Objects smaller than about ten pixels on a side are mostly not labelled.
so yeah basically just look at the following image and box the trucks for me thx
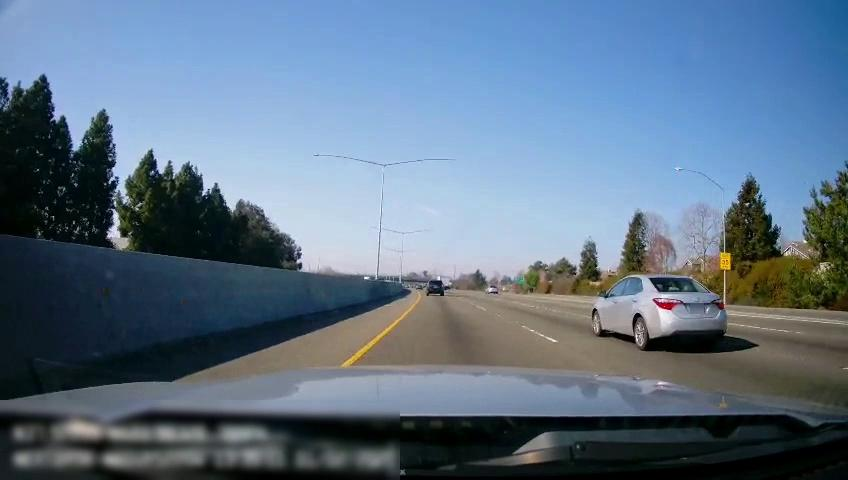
[437,275,449,290]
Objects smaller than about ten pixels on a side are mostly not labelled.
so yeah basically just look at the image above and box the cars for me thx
[591,275,728,351]
[485,285,499,294]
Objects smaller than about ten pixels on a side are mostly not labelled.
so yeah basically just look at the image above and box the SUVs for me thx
[425,279,445,296]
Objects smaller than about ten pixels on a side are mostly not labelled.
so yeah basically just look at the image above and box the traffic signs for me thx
[720,252,732,270]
